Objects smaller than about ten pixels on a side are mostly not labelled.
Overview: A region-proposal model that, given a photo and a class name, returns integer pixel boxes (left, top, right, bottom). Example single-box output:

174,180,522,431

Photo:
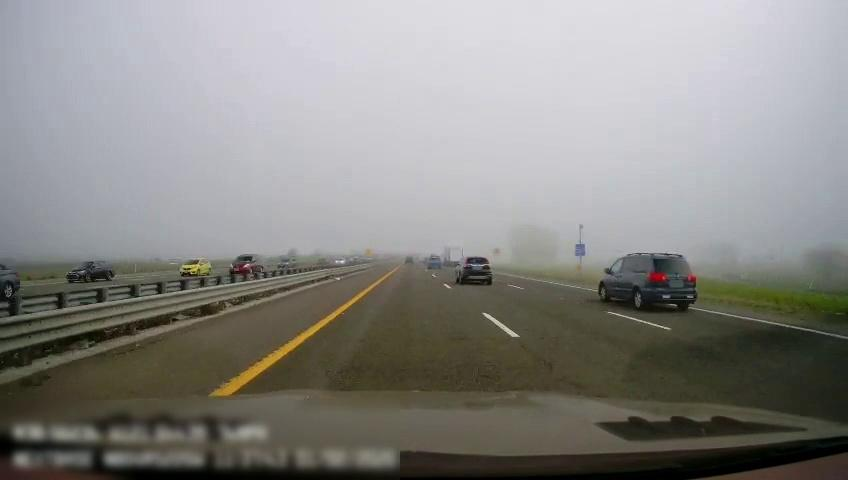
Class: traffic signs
574,242,587,257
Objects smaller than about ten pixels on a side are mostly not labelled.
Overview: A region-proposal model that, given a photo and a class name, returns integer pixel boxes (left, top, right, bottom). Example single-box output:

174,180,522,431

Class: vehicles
276,257,298,269
179,257,213,277
0,262,22,300
334,257,347,265
597,251,699,312
446,246,463,268
426,255,443,270
442,246,449,267
454,255,494,286
65,260,117,283
228,254,265,275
